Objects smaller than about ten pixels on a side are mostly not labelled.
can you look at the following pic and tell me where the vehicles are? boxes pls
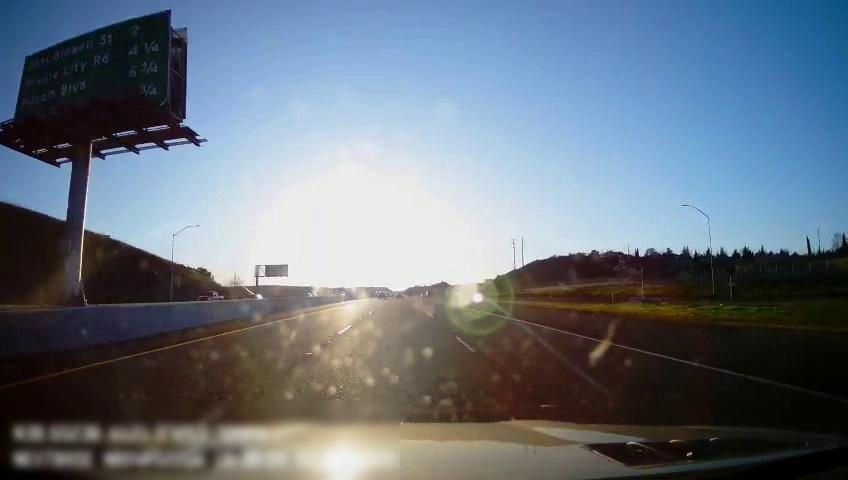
[246,293,263,299]
[196,291,225,301]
